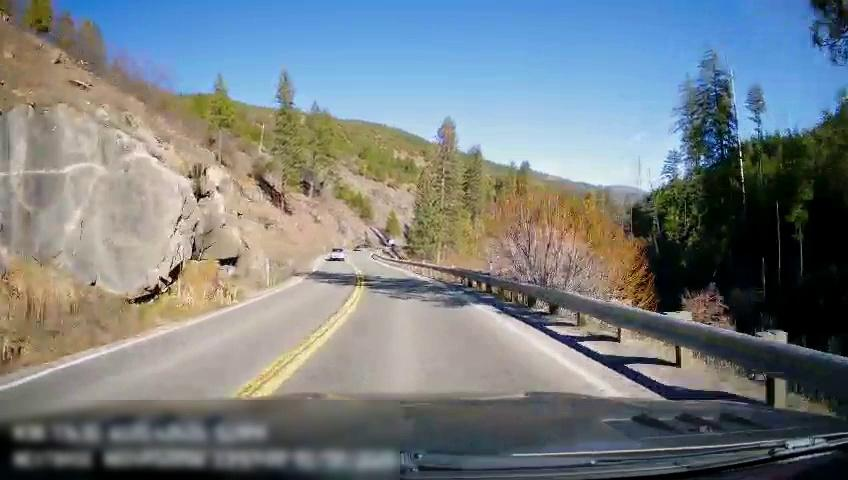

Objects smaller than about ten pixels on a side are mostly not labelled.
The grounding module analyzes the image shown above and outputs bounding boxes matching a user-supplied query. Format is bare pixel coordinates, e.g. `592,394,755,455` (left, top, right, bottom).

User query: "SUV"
328,248,345,261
